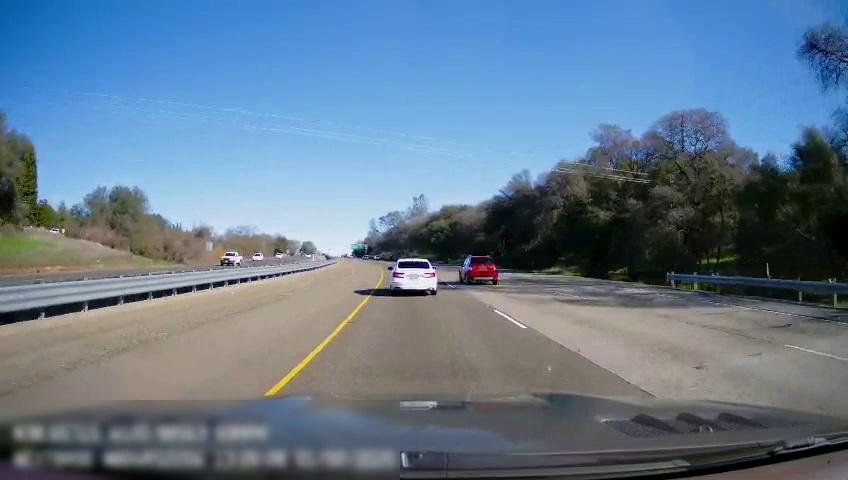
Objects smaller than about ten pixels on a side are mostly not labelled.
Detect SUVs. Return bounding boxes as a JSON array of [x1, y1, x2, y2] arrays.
[[251, 252, 265, 262], [457, 255, 499, 286]]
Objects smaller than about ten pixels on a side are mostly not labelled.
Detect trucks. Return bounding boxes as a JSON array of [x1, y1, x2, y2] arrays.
[[219, 251, 244, 266]]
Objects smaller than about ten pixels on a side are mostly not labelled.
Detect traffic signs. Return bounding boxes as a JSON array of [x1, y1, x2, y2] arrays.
[[351, 243, 365, 250]]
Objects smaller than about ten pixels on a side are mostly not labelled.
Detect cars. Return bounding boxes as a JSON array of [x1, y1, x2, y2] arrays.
[[387, 258, 437, 296]]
